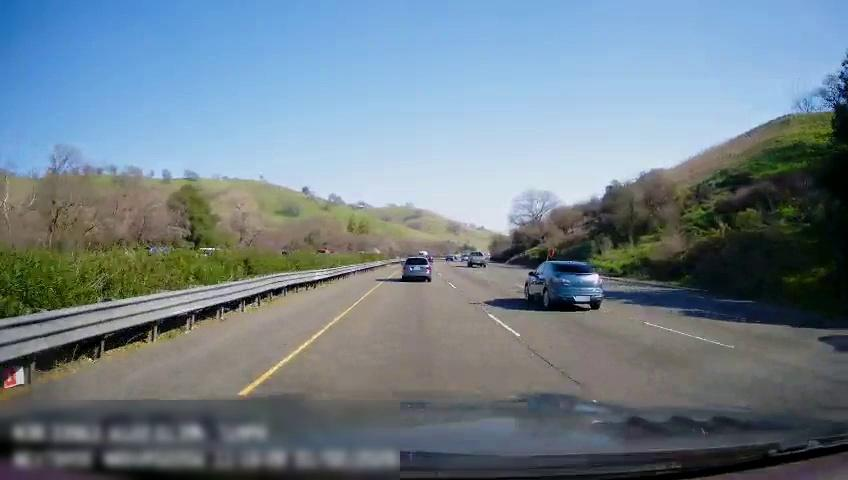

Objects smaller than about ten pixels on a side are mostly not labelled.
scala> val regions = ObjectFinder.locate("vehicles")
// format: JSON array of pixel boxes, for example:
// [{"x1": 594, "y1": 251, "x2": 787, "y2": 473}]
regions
[
  {"x1": 467, "y1": 251, "x2": 488, "y2": 268},
  {"x1": 526, "y1": 260, "x2": 604, "y2": 311},
  {"x1": 315, "y1": 249, "x2": 331, "y2": 254},
  {"x1": 402, "y1": 257, "x2": 432, "y2": 282}
]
